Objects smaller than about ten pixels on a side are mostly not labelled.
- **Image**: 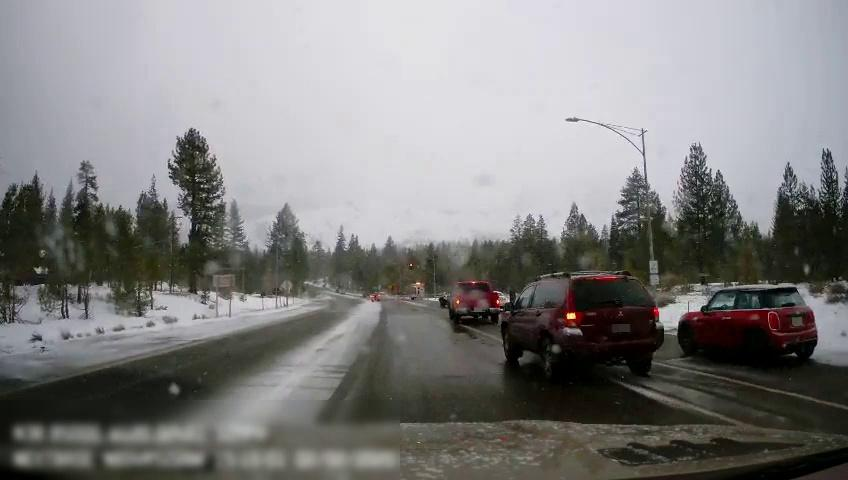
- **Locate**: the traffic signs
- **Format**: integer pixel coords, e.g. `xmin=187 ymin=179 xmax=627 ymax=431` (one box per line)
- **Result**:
xmin=649 ymin=260 xmax=658 ymax=274
xmin=650 ymin=274 xmax=659 ymax=285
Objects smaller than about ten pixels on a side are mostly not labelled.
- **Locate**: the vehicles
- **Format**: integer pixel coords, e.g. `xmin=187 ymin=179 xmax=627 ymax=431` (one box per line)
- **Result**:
xmin=675 ymin=282 xmax=819 ymax=366
xmin=494 ymin=291 xmax=510 ymax=308
xmin=447 ymin=280 xmax=501 ymax=325
xmin=500 ymin=270 xmax=665 ymax=380
xmin=377 ymin=291 xmax=389 ymax=300
xmin=408 ymin=284 xmax=424 ymax=300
